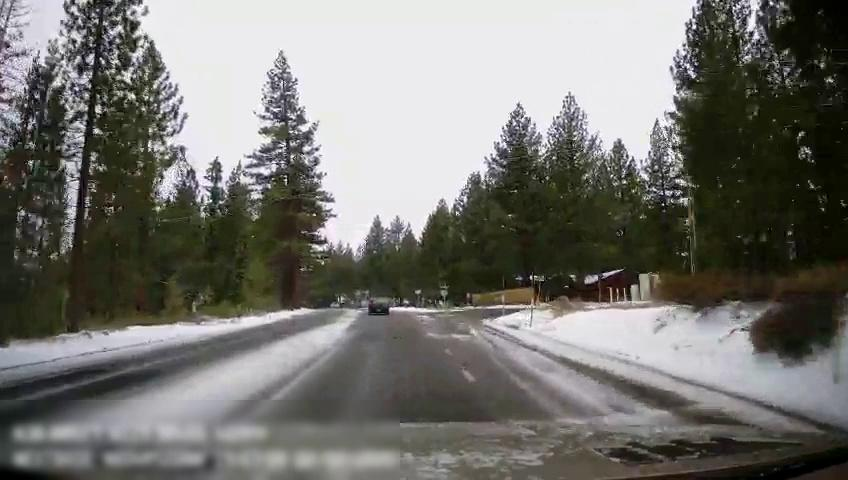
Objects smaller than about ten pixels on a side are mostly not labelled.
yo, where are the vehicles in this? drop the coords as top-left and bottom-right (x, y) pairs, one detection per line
(330, 301), (341, 309)
(367, 296), (390, 316)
